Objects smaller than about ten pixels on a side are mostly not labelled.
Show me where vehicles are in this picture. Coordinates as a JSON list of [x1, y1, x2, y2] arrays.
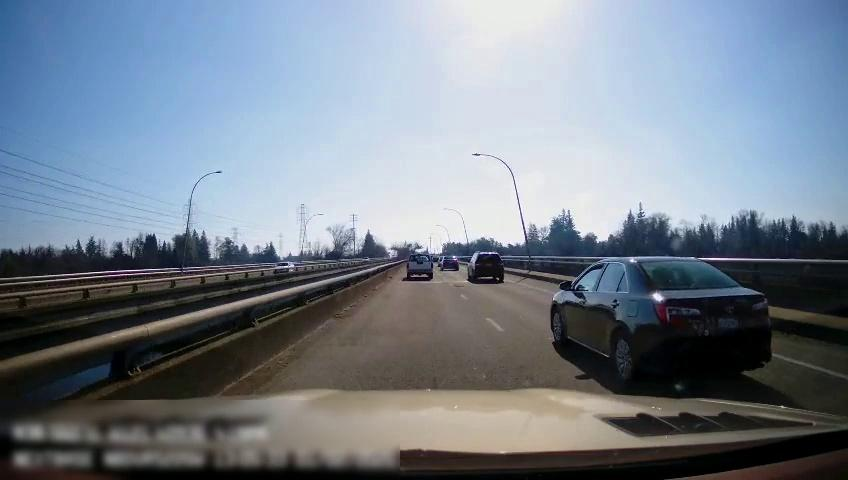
[[463, 250, 505, 282], [274, 261, 298, 274], [439, 255, 460, 271], [406, 252, 434, 280], [548, 255, 776, 384], [437, 255, 443, 267]]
